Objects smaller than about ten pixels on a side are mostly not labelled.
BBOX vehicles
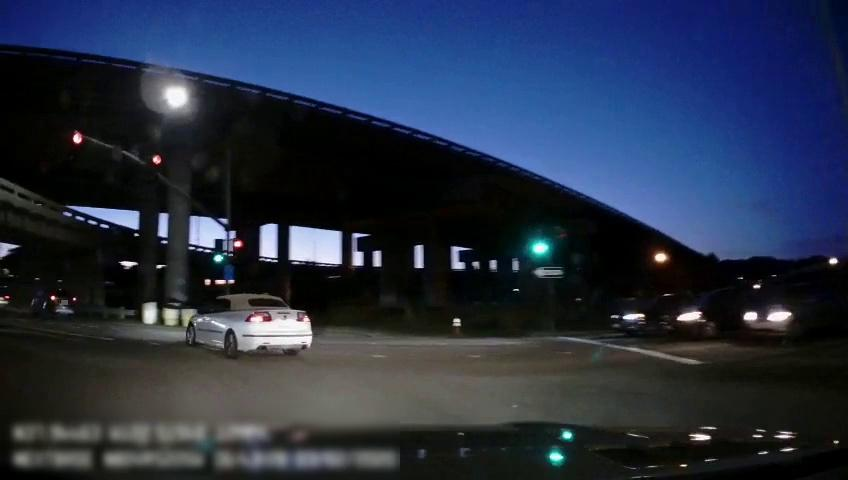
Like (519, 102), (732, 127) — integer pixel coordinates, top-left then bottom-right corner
(185, 293), (313, 360)
(0, 288), (12, 312)
(740, 282), (848, 345)
(28, 284), (78, 322)
(655, 285), (788, 342)
(609, 289), (698, 335)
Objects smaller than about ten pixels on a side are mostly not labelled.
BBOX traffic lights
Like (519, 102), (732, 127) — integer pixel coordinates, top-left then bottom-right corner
(71, 131), (84, 158)
(232, 237), (242, 258)
(214, 238), (223, 262)
(535, 227), (549, 260)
